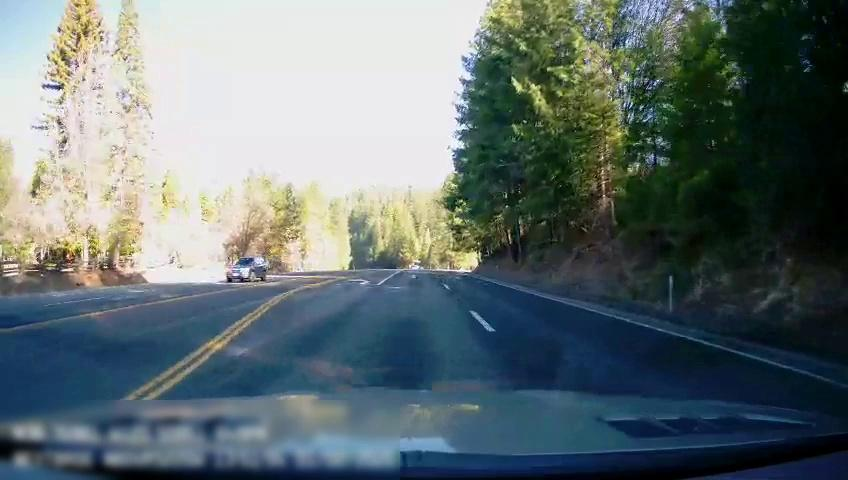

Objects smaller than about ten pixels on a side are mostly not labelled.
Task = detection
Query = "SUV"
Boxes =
[225,256,269,283]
